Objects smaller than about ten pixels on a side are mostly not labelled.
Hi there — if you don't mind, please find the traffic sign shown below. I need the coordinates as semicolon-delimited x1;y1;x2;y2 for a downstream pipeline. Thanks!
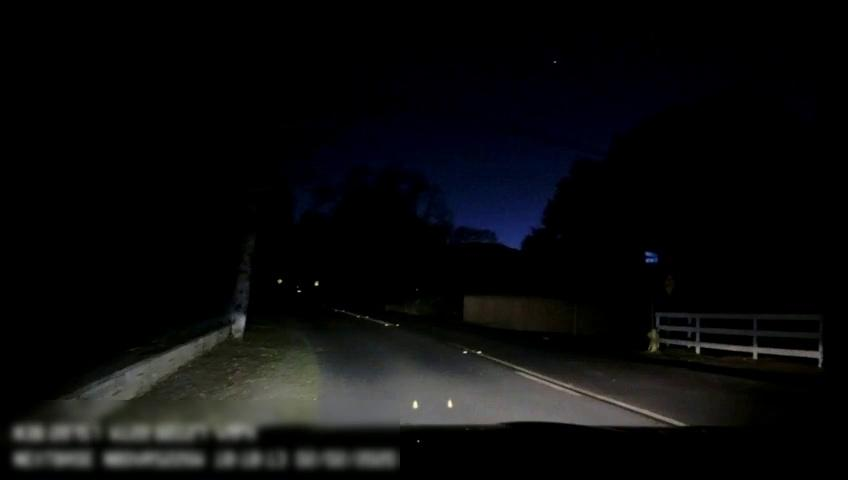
664;273;676;295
